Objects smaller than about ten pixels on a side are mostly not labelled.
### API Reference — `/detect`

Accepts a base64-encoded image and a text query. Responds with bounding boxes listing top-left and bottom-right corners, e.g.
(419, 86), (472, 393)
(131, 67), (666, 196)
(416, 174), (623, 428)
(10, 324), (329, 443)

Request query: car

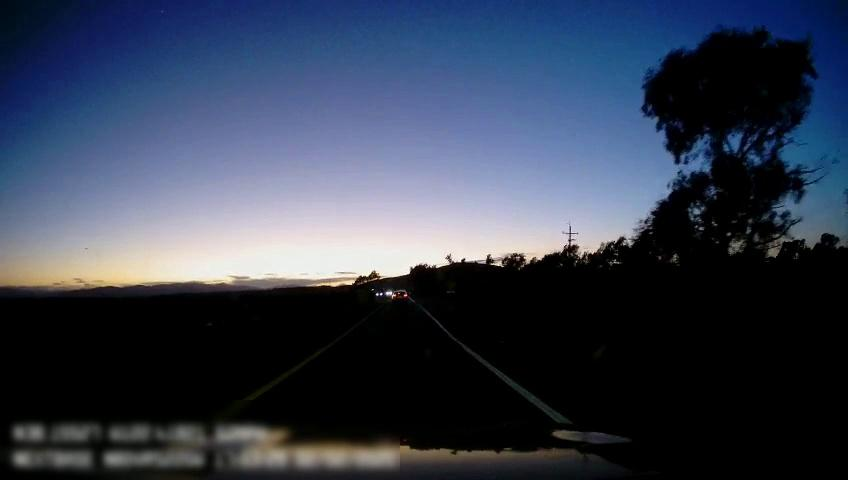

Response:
(391, 289), (408, 303)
